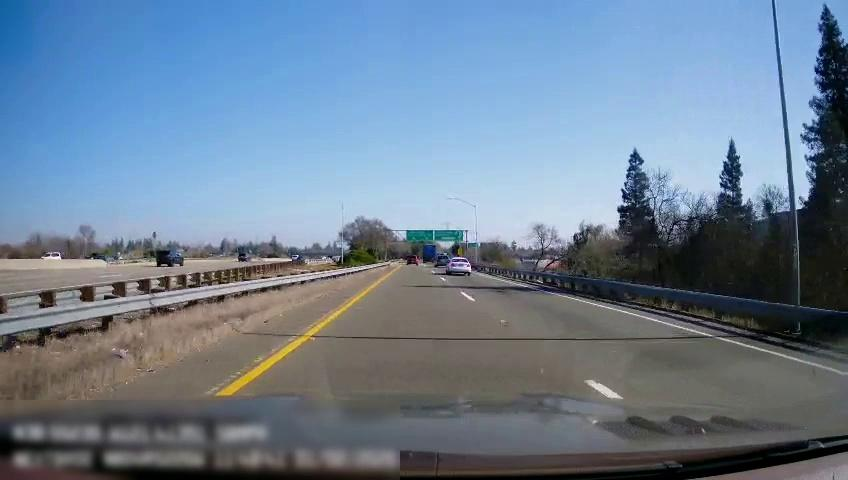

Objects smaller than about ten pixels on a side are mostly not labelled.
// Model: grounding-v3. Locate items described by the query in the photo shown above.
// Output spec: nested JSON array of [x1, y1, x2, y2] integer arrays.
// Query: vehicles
[[445, 256, 472, 276], [435, 254, 451, 267], [85, 252, 109, 262], [154, 248, 186, 268], [41, 252, 61, 260], [405, 254, 419, 266], [237, 252, 254, 263], [421, 245, 436, 264]]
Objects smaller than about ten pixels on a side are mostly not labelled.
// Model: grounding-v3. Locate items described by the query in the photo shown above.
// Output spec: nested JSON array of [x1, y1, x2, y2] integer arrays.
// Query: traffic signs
[[466, 242, 478, 248], [436, 229, 465, 242], [406, 230, 433, 242]]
